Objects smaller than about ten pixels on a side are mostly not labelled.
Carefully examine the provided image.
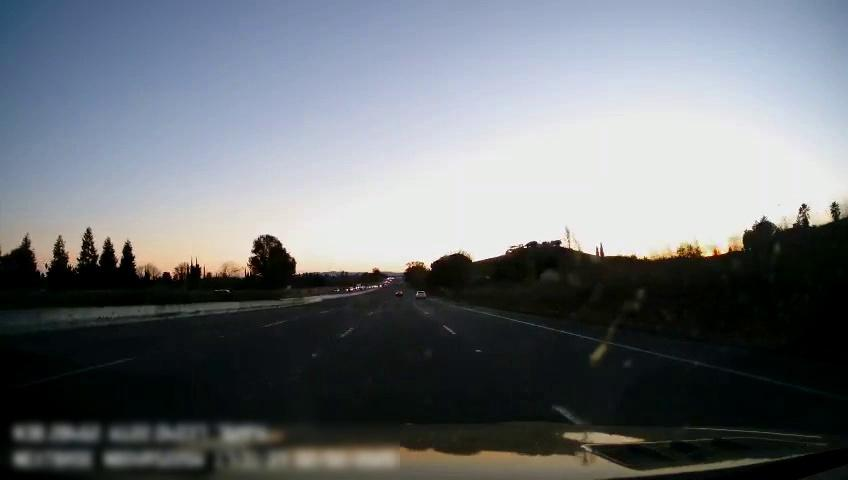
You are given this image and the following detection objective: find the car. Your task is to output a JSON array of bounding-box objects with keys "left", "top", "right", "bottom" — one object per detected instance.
[{"left": 415, "top": 290, "right": 426, "bottom": 299}]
